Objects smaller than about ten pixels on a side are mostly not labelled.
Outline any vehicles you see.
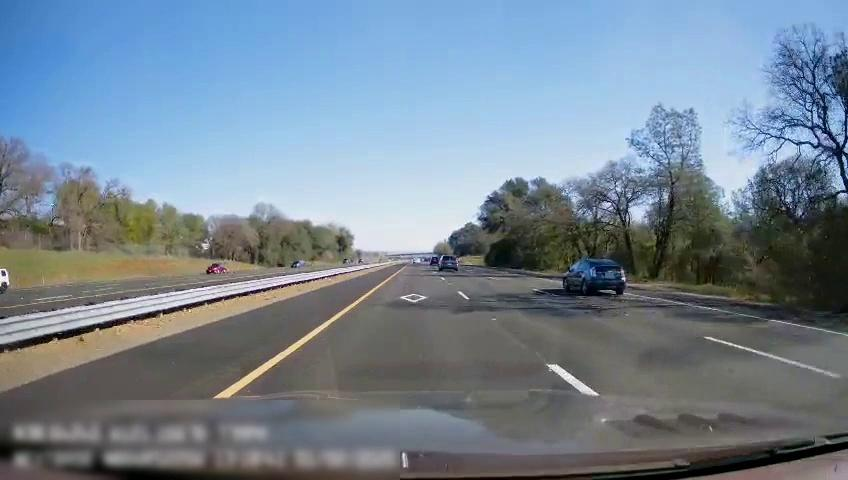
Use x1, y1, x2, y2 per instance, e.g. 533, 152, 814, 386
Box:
206, 263, 226, 275
439, 254, 459, 271
290, 259, 305, 269
0, 268, 11, 290
562, 257, 627, 296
